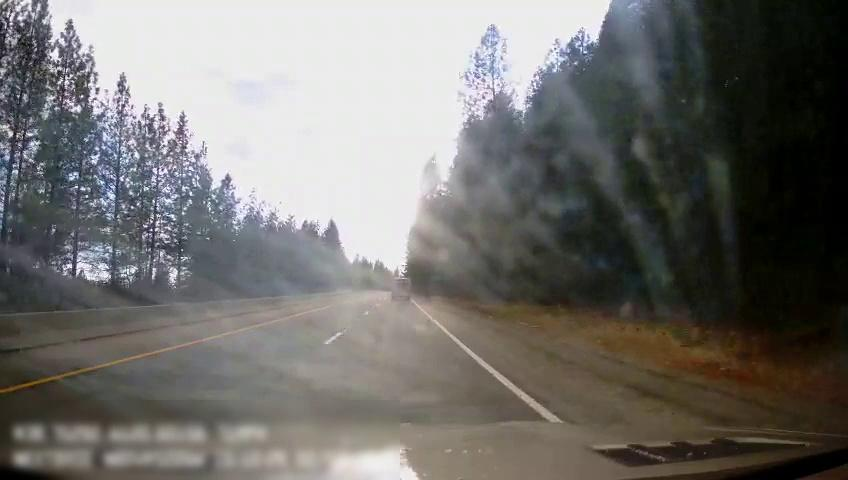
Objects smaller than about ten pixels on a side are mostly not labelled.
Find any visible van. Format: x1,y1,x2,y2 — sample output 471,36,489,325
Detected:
391,277,411,299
